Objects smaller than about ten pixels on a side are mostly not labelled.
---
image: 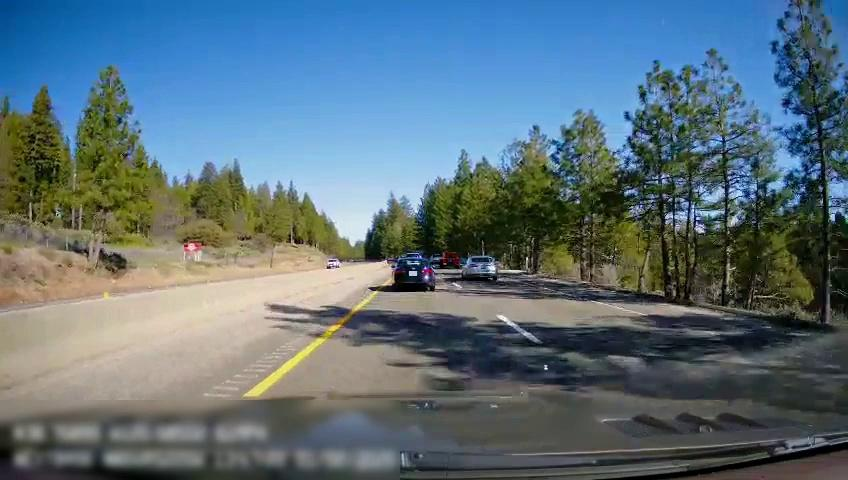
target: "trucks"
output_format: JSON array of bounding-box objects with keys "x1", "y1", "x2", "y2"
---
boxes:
[{"x1": 325, "y1": 258, "x2": 340, "y2": 270}]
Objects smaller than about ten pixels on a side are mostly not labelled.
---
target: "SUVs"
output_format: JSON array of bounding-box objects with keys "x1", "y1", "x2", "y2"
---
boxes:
[
  {"x1": 399, "y1": 252, "x2": 422, "y2": 259},
  {"x1": 439, "y1": 251, "x2": 459, "y2": 270}
]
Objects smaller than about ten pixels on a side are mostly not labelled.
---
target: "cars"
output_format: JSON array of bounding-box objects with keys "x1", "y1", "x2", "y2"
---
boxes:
[
  {"x1": 390, "y1": 258, "x2": 435, "y2": 292},
  {"x1": 462, "y1": 256, "x2": 497, "y2": 281}
]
